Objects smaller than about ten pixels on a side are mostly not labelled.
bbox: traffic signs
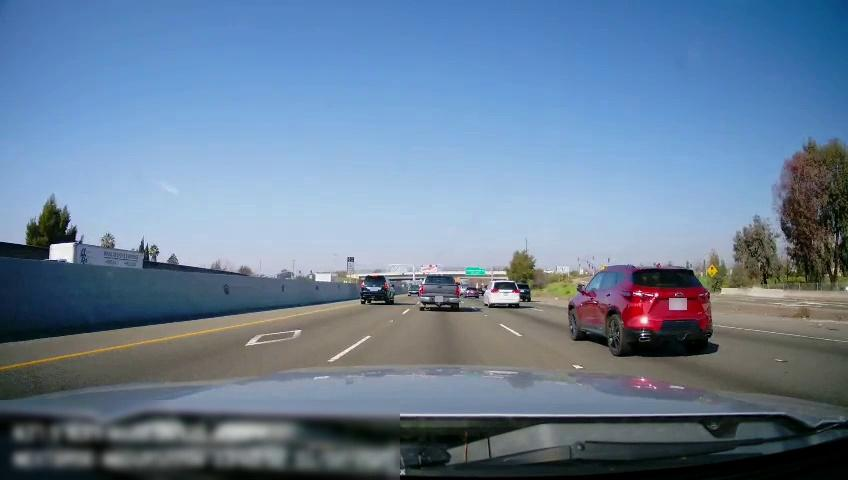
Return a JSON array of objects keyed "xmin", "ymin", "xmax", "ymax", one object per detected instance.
[
  {"xmin": 707, "ymin": 263, "xmax": 717, "ymax": 277},
  {"xmin": 420, "ymin": 264, "xmax": 440, "ymax": 274},
  {"xmin": 348, "ymin": 256, "xmax": 355, "ymax": 269},
  {"xmin": 465, "ymin": 267, "xmax": 488, "ymax": 277}
]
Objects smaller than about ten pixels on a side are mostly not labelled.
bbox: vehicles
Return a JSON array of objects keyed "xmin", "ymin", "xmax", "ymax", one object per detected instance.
[
  {"xmin": 567, "ymin": 263, "xmax": 715, "ymax": 357},
  {"xmin": 315, "ymin": 271, "xmax": 340, "ymax": 283},
  {"xmin": 406, "ymin": 284, "xmax": 421, "ymax": 297},
  {"xmin": 418, "ymin": 273, "xmax": 461, "ymax": 312},
  {"xmin": 482, "ymin": 280, "xmax": 521, "ymax": 309},
  {"xmin": 40, "ymin": 243, "xmax": 143, "ymax": 272},
  {"xmin": 358, "ymin": 274, "xmax": 396, "ymax": 307},
  {"xmin": 463, "ymin": 286, "xmax": 478, "ymax": 299},
  {"xmin": 516, "ymin": 282, "xmax": 532, "ymax": 303}
]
